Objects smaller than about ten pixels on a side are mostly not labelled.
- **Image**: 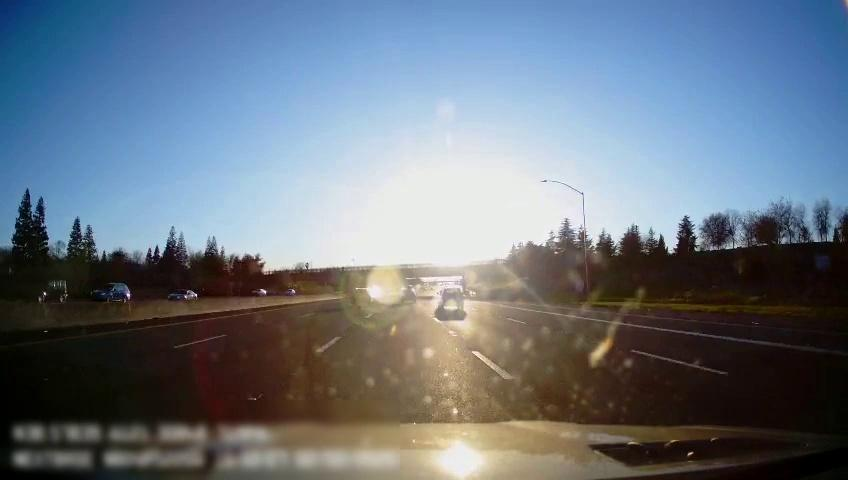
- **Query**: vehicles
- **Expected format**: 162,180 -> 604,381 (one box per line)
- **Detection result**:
400,284 -> 417,305
284,288 -> 297,297
36,280 -> 69,305
436,286 -> 466,310
89,282 -> 131,303
251,288 -> 268,297
167,288 -> 198,303
353,287 -> 374,304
